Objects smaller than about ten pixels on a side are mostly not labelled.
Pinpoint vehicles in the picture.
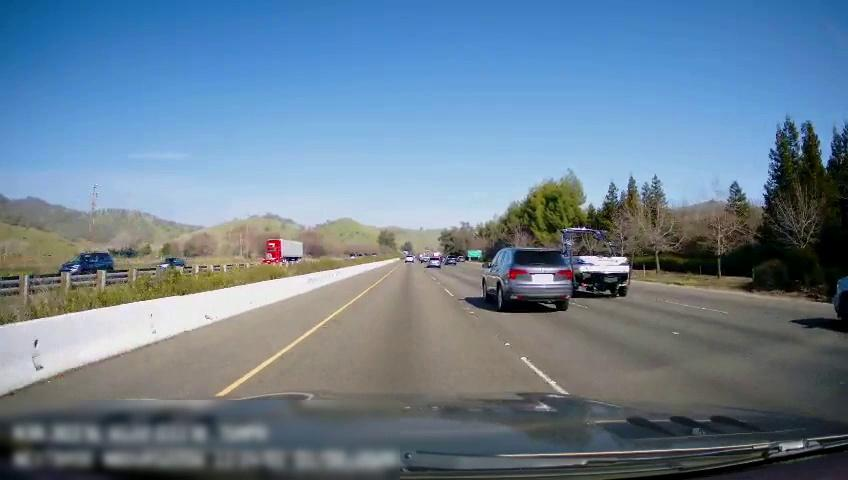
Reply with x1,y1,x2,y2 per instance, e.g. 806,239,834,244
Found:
426,256,441,268
57,251,114,276
479,244,574,313
261,238,304,265
444,255,457,265
831,273,848,330
455,255,465,262
558,225,631,298
159,257,187,268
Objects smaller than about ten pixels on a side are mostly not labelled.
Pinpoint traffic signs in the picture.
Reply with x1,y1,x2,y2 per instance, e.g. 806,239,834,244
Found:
467,249,482,258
